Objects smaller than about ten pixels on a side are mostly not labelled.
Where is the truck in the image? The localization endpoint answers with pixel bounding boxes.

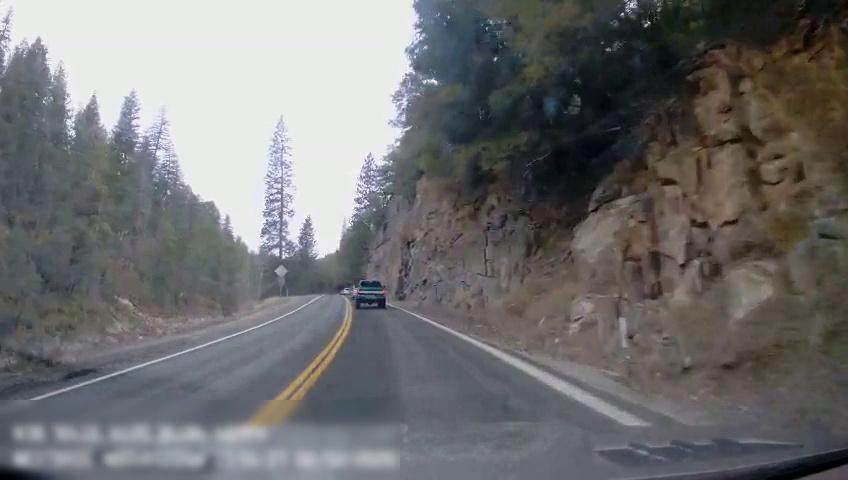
[354,279,387,309]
